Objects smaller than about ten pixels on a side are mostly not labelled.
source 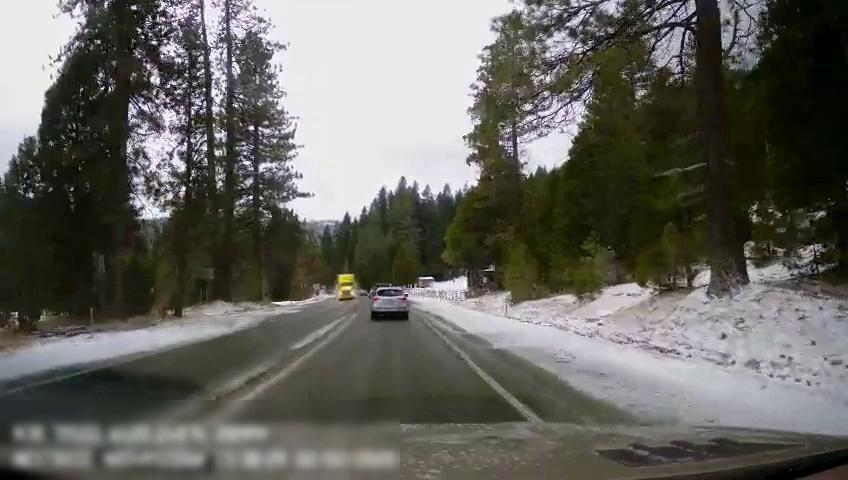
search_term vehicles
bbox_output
[372,287,408,318]
[337,274,355,301]
[371,283,391,300]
